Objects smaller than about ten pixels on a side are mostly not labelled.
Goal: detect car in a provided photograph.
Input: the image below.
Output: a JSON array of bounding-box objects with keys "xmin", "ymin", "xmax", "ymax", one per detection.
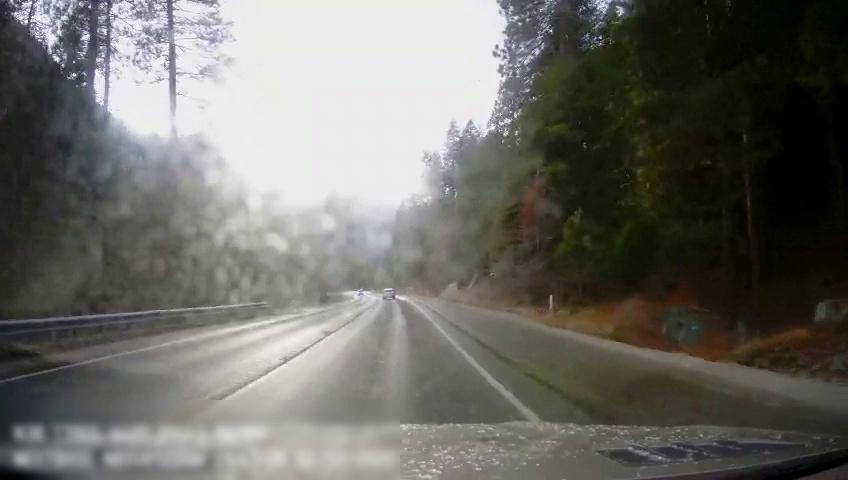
[{"xmin": 382, "ymin": 288, "xmax": 396, "ymax": 300}]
